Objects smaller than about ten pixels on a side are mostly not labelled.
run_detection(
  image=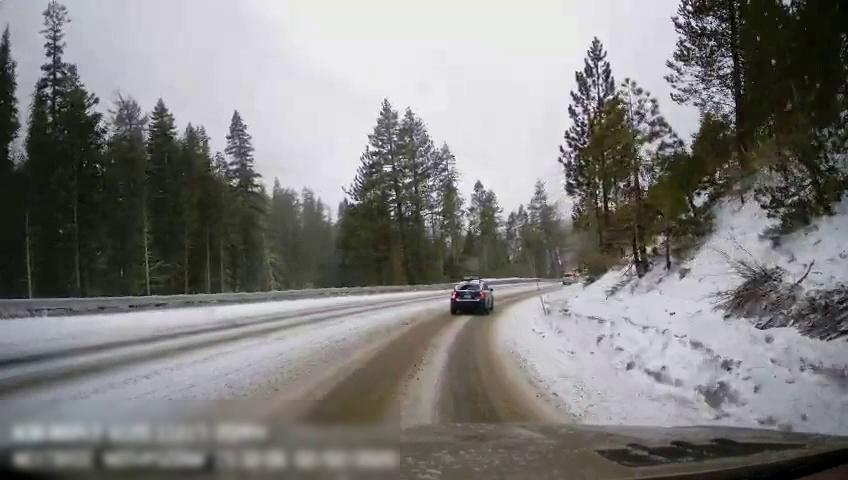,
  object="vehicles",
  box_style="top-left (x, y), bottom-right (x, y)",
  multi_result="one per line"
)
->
top-left (562, 271), bottom-right (579, 285)
top-left (449, 276), bottom-right (495, 316)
